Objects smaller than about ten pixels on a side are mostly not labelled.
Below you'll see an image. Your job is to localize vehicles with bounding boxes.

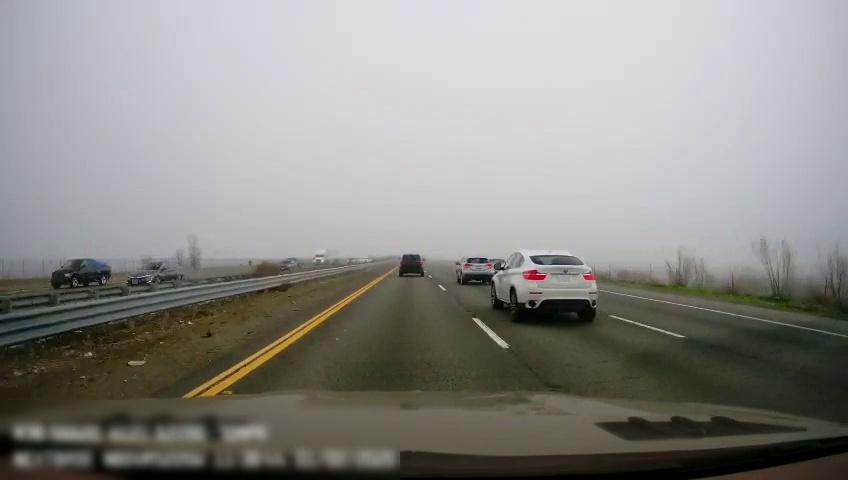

[311,248,340,266]
[487,258,508,274]
[398,253,426,277]
[126,260,186,287]
[489,249,600,324]
[279,257,305,272]
[50,257,112,290]
[454,255,496,286]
